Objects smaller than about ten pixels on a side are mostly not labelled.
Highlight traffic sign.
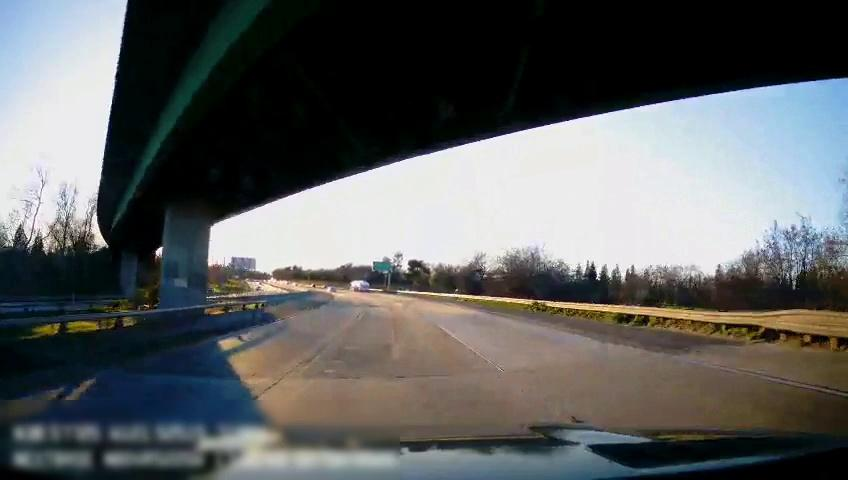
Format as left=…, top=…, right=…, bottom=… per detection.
left=372, top=261, right=391, bottom=271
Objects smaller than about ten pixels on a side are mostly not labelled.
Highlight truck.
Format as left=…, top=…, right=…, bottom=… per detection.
left=350, top=281, right=370, bottom=293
